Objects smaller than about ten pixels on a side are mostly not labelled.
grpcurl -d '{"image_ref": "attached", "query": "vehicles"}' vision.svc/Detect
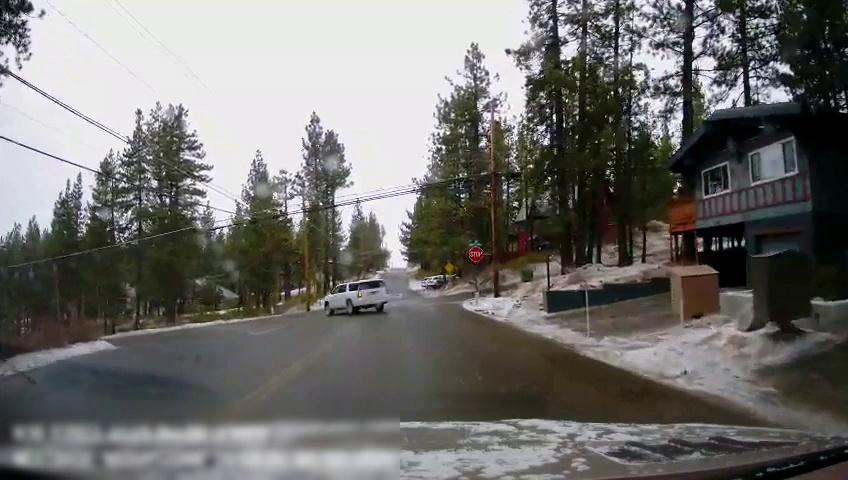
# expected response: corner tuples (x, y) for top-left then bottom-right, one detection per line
(430, 277), (448, 289)
(324, 278), (386, 318)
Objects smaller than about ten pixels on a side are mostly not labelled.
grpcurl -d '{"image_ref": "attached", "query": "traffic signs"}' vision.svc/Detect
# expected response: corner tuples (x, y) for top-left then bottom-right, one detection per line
(467, 247), (485, 265)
